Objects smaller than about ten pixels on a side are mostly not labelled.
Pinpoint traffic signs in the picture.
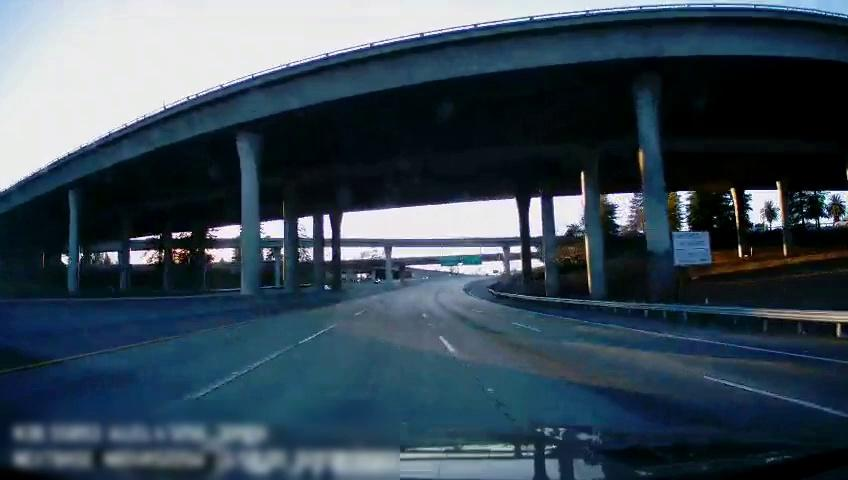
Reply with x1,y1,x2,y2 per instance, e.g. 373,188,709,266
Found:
463,254,482,265
672,230,713,265
439,256,458,268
